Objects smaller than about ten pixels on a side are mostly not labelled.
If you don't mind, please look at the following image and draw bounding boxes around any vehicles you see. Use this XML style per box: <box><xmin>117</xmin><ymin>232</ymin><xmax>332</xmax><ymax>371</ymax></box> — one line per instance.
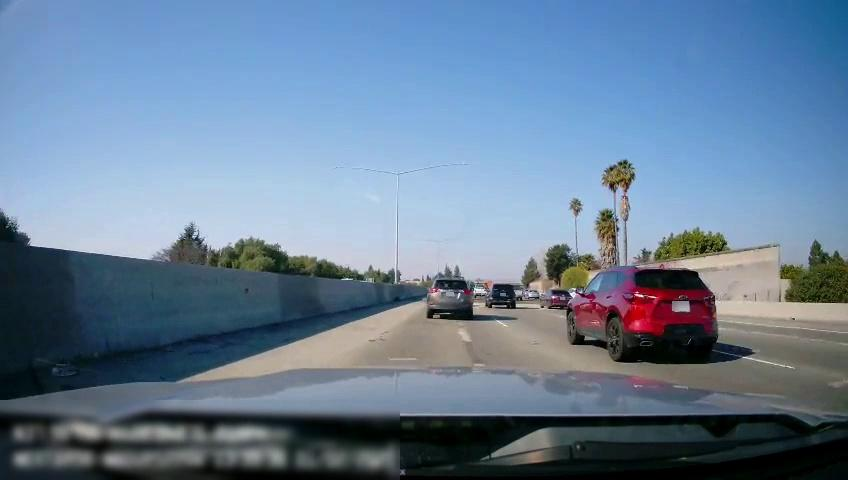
<box><xmin>565</xmin><ymin>265</ymin><xmax>720</xmax><ymax>363</ymax></box>
<box><xmin>472</xmin><ymin>282</ymin><xmax>490</xmax><ymax>299</ymax></box>
<box><xmin>426</xmin><ymin>275</ymin><xmax>475</xmax><ymax>320</ymax></box>
<box><xmin>510</xmin><ymin>284</ymin><xmax>524</xmax><ymax>302</ymax></box>
<box><xmin>524</xmin><ymin>289</ymin><xmax>540</xmax><ymax>300</ymax></box>
<box><xmin>538</xmin><ymin>288</ymin><xmax>574</xmax><ymax>310</ymax></box>
<box><xmin>565</xmin><ymin>287</ymin><xmax>581</xmax><ymax>301</ymax></box>
<box><xmin>483</xmin><ymin>283</ymin><xmax>516</xmax><ymax>309</ymax></box>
